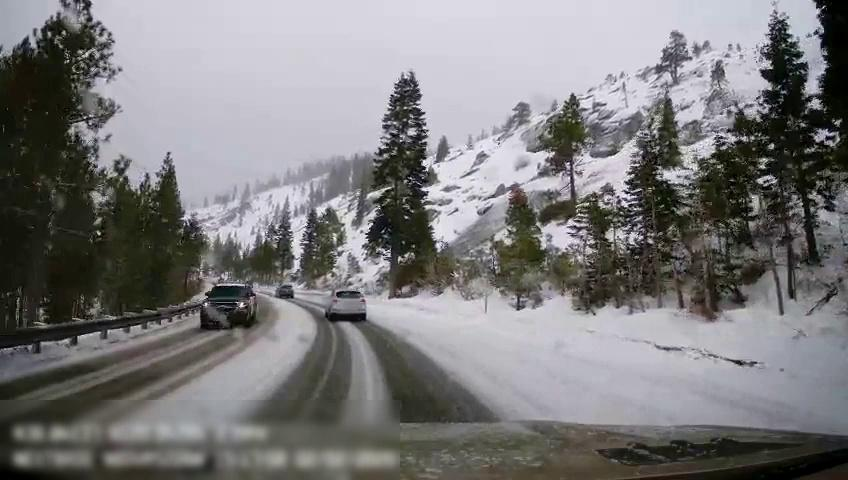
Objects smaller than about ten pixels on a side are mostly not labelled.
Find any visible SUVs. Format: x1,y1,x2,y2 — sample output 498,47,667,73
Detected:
322,287,367,321
200,283,258,330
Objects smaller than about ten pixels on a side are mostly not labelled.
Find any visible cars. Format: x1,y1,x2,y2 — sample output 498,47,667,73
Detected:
274,283,294,299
